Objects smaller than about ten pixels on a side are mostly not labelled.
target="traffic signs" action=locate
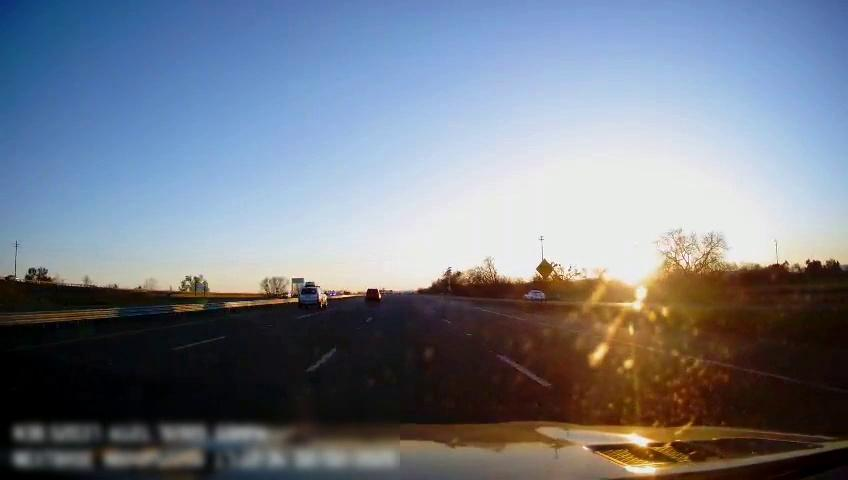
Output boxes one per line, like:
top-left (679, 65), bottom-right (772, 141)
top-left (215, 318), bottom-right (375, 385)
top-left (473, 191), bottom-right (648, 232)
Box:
top-left (536, 259), bottom-right (554, 280)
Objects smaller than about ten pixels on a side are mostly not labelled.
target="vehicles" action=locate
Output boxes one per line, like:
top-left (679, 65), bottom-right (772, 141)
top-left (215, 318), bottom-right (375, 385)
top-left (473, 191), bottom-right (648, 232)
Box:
top-left (365, 288), bottom-right (382, 303)
top-left (523, 290), bottom-right (546, 301)
top-left (298, 281), bottom-right (328, 309)
top-left (281, 291), bottom-right (292, 299)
